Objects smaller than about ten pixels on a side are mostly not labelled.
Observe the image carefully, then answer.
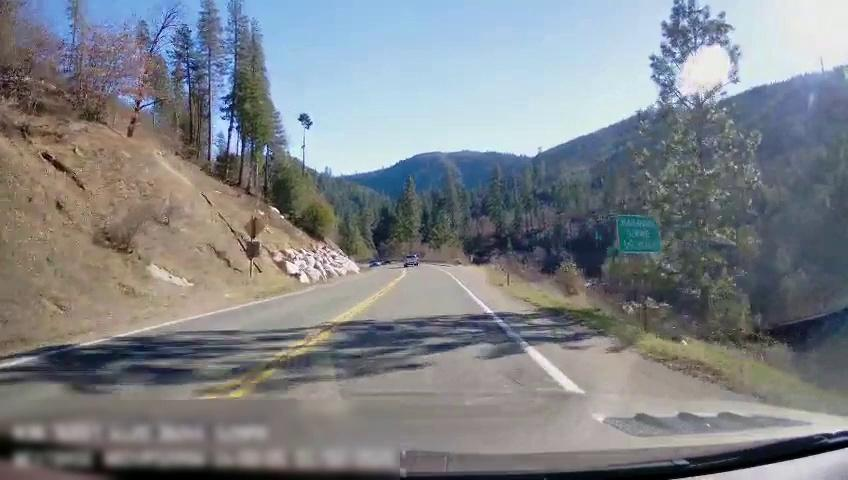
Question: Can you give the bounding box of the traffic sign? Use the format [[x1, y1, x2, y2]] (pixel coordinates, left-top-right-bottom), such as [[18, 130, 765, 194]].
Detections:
[[616, 215, 664, 255]]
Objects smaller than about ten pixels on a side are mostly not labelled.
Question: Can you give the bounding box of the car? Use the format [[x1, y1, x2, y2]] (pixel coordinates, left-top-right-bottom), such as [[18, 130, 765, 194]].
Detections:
[[368, 259, 383, 269]]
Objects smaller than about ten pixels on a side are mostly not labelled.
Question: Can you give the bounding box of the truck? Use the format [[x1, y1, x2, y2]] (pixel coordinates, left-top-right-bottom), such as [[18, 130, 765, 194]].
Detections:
[[405, 254, 420, 267]]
